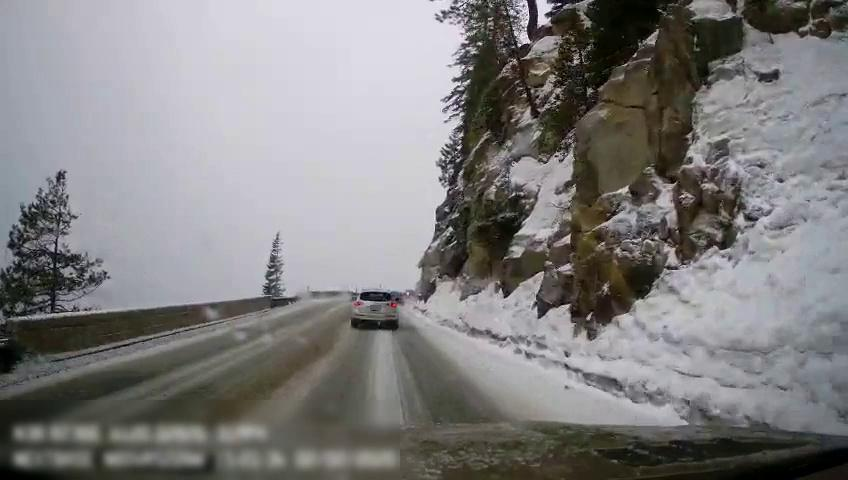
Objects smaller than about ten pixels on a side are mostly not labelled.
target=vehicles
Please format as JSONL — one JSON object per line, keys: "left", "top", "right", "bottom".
{"left": 391, "top": 291, "right": 407, "bottom": 306}
{"left": 349, "top": 289, "right": 399, "bottom": 329}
